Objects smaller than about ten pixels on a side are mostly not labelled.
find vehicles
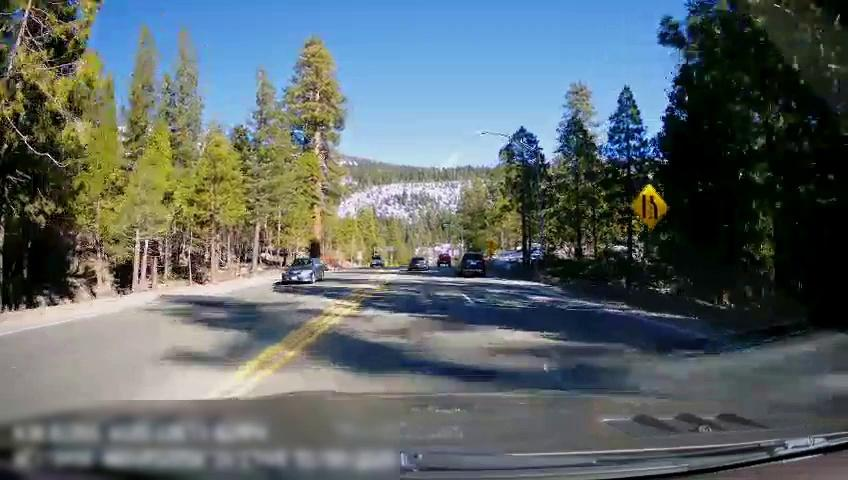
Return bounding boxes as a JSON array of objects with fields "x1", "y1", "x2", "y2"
[
  {"x1": 281, "y1": 257, "x2": 323, "y2": 285},
  {"x1": 370, "y1": 255, "x2": 385, "y2": 268},
  {"x1": 436, "y1": 253, "x2": 452, "y2": 267},
  {"x1": 458, "y1": 252, "x2": 486, "y2": 276},
  {"x1": 407, "y1": 256, "x2": 429, "y2": 272}
]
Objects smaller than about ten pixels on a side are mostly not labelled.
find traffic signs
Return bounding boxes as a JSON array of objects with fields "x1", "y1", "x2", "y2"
[{"x1": 630, "y1": 183, "x2": 669, "y2": 232}]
